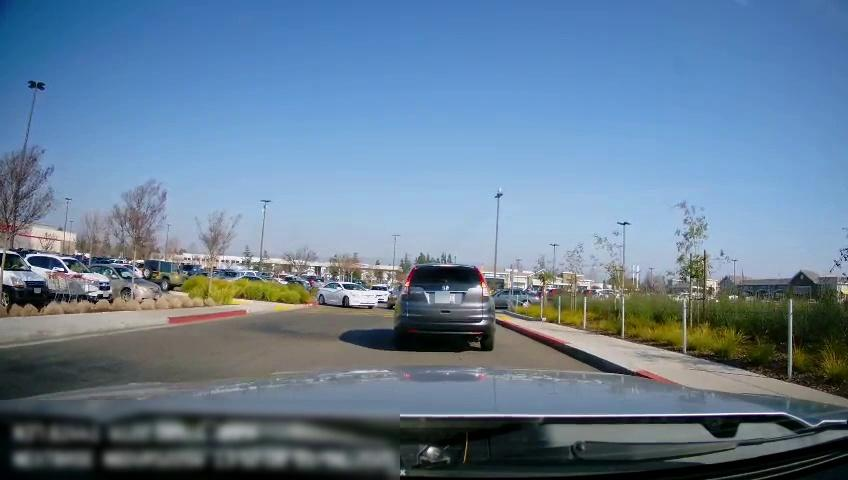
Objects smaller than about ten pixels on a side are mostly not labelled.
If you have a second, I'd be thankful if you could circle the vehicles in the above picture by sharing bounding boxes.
[494,285,543,308]
[372,283,393,304]
[316,282,378,310]
[396,262,496,353]
[386,287,398,310]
